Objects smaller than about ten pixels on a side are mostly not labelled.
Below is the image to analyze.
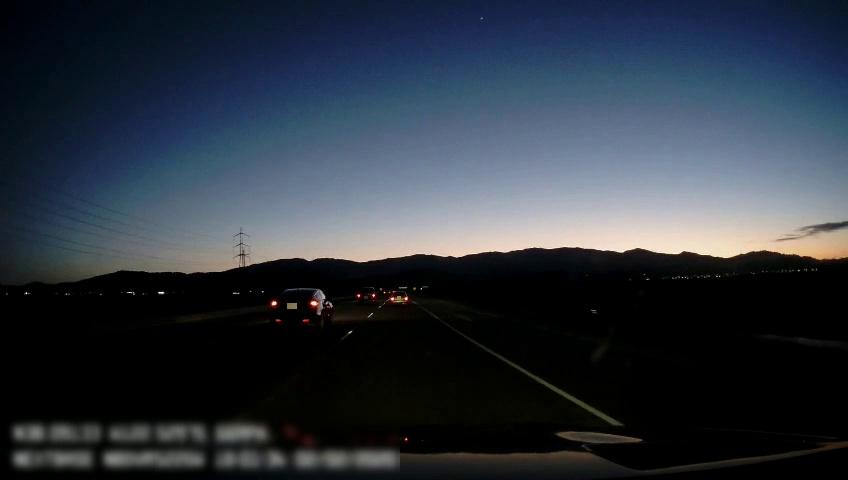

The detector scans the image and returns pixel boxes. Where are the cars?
[268,287,334,329]
[356,286,379,301]
[390,289,409,304]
